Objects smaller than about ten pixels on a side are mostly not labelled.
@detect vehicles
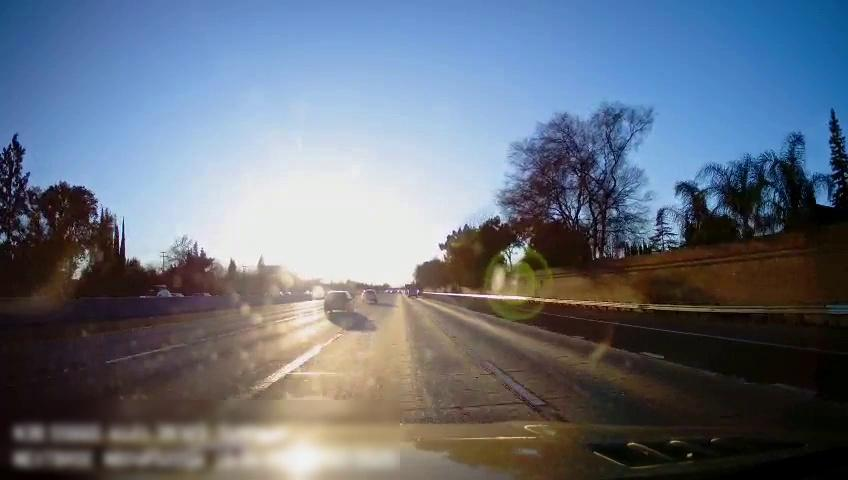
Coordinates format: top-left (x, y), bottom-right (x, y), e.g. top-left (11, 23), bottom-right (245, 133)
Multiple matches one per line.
top-left (323, 290), bottom-right (355, 316)
top-left (190, 291), bottom-right (211, 297)
top-left (360, 288), bottom-right (379, 305)
top-left (168, 292), bottom-right (184, 298)
top-left (138, 288), bottom-right (170, 298)
top-left (407, 287), bottom-right (419, 298)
